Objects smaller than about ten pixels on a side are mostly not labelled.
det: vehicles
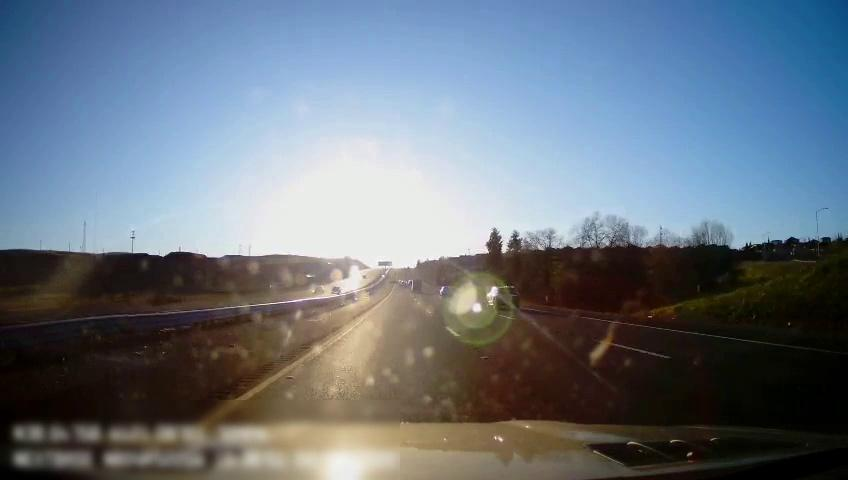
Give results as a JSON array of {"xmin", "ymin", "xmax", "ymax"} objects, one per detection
[
  {"xmin": 411, "ymin": 279, "xmax": 422, "ymax": 294},
  {"xmin": 439, "ymin": 286, "xmax": 453, "ymax": 298},
  {"xmin": 486, "ymin": 286, "xmax": 520, "ymax": 310}
]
